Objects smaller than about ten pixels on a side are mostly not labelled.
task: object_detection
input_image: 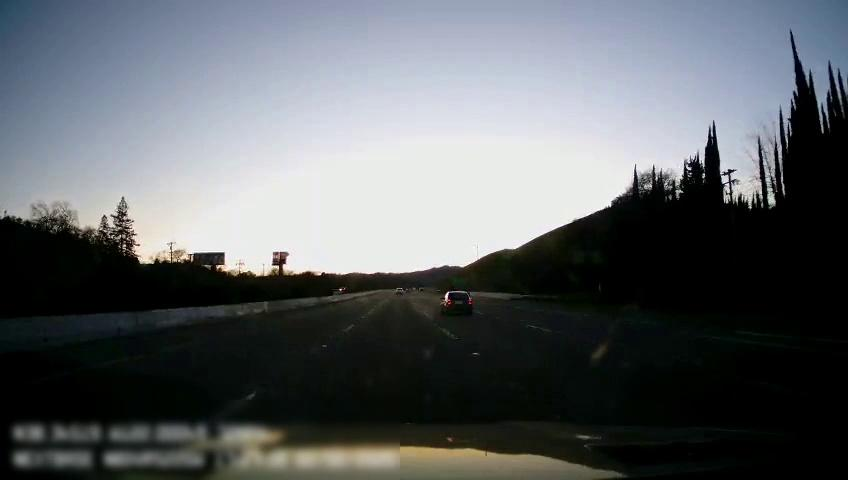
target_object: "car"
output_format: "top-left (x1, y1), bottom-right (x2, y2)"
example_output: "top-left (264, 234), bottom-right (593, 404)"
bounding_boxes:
top-left (440, 291), bottom-right (473, 315)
